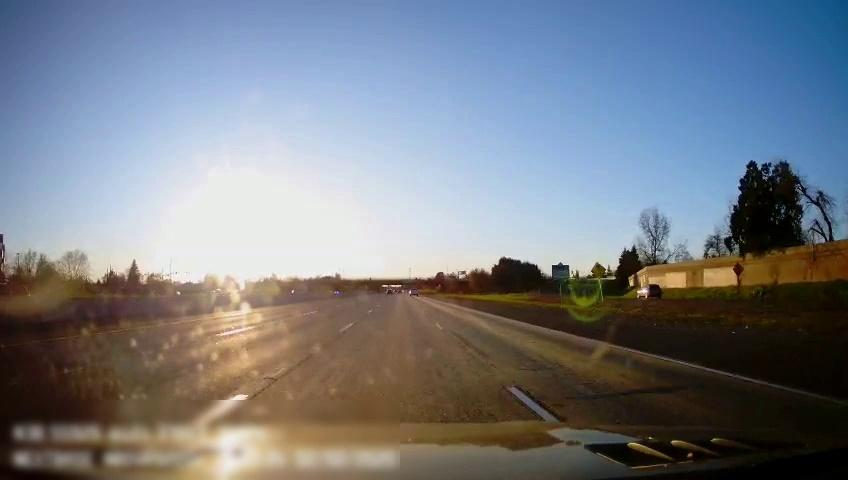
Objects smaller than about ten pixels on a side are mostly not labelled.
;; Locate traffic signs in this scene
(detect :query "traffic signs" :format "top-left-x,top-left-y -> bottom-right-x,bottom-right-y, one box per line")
733,262 -> 744,277
591,262 -> 606,281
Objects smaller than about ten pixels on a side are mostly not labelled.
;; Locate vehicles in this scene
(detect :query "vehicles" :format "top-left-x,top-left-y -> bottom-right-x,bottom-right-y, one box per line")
409,287 -> 420,297
385,288 -> 395,296
636,283 -> 664,300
